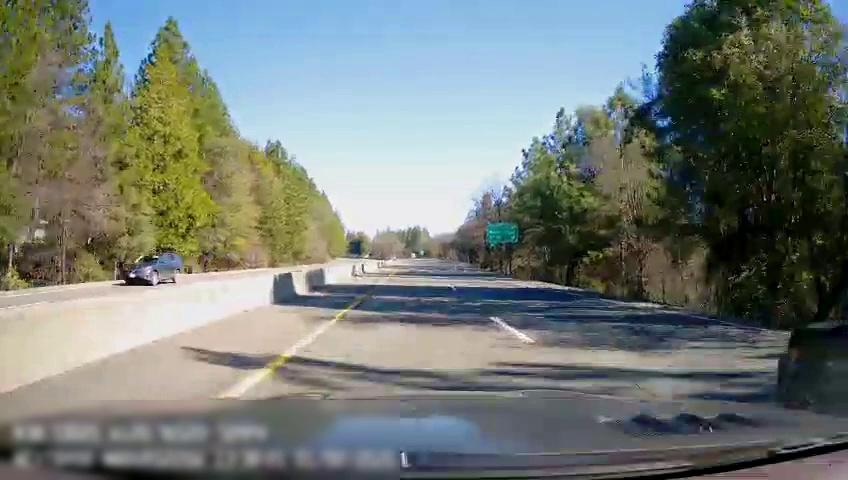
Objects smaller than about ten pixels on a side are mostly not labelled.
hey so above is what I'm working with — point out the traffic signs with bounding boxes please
[487,224,519,243]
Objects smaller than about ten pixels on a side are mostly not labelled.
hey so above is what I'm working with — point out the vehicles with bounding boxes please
[773,314,848,417]
[119,252,187,287]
